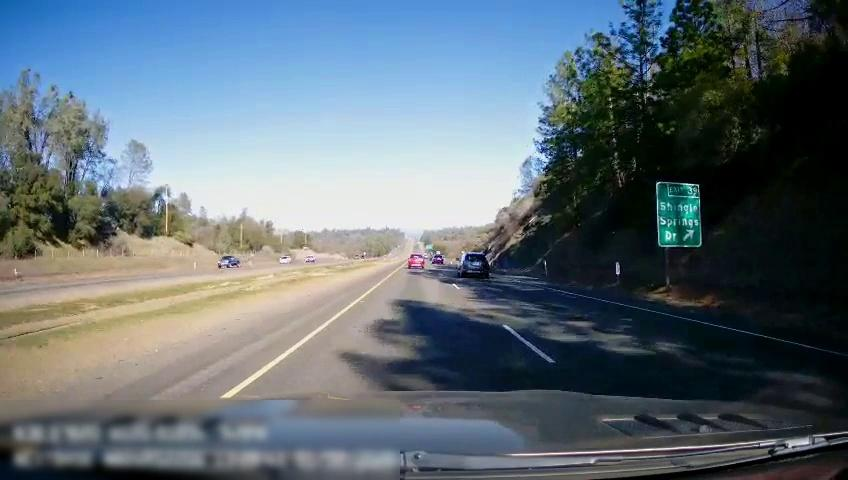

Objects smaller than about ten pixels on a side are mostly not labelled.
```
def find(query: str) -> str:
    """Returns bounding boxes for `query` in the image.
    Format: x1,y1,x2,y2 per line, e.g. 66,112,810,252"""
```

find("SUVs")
431,255,444,266
406,252,426,270
454,250,490,280
279,256,292,265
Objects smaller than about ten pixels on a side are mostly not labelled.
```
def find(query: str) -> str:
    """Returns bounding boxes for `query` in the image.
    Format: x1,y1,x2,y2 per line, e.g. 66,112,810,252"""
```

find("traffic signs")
656,181,701,249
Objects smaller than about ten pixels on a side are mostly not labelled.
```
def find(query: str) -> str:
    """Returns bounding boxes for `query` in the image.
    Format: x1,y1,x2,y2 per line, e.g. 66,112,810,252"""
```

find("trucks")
218,255,241,270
